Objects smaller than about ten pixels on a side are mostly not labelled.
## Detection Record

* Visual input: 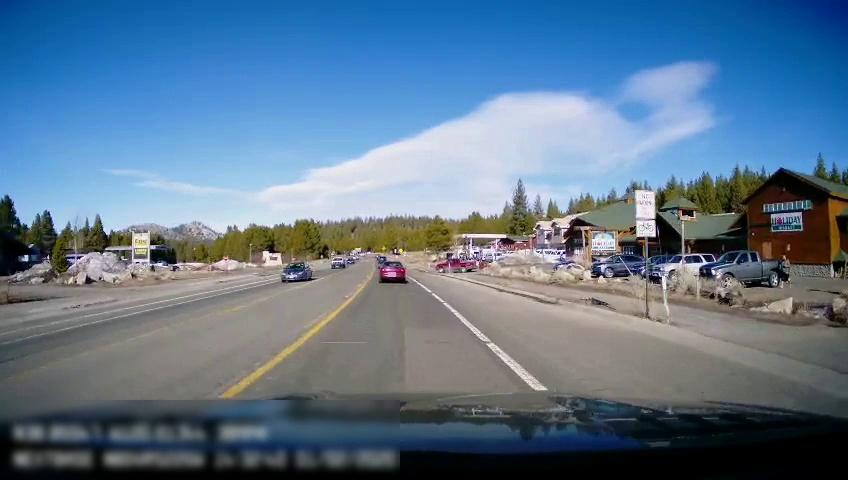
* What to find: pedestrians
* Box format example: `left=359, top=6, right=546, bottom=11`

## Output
left=780, top=255, right=791, bottom=288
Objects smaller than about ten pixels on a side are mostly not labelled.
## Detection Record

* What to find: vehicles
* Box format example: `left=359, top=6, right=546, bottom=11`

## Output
left=592, top=255, right=645, bottom=278
left=629, top=254, right=675, bottom=279
left=651, top=253, right=718, bottom=284
left=699, top=250, right=782, bottom=289
left=433, top=255, right=476, bottom=273
left=330, top=256, right=346, bottom=268
left=535, top=250, right=566, bottom=265
left=280, top=263, right=313, bottom=282
left=378, top=260, right=408, bottom=283
left=377, top=256, right=388, bottom=264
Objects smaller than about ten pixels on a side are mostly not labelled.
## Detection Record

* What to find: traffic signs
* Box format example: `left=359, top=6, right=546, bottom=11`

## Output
left=636, top=220, right=656, bottom=237
left=634, top=190, right=656, bottom=219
